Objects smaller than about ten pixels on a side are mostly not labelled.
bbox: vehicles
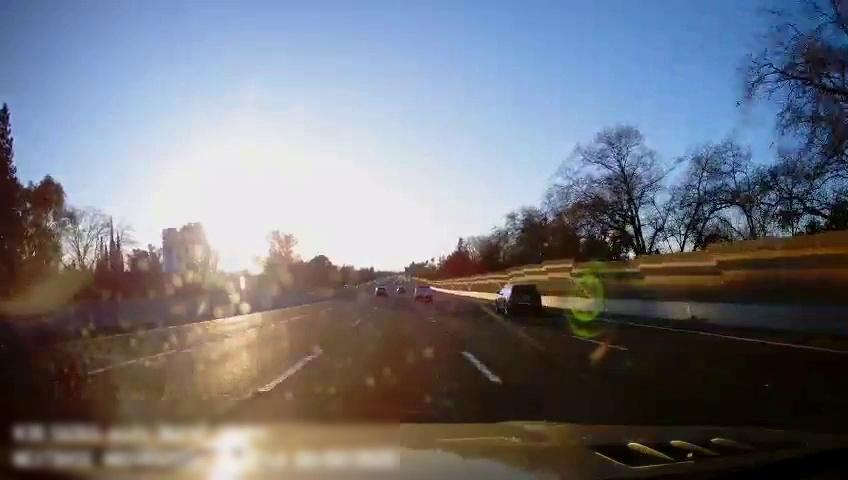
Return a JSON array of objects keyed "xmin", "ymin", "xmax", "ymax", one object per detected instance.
[
  {"xmin": 413, "ymin": 285, "xmax": 433, "ymax": 303},
  {"xmin": 494, "ymin": 283, "xmax": 542, "ymax": 317},
  {"xmin": 375, "ymin": 286, "xmax": 388, "ymax": 297}
]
